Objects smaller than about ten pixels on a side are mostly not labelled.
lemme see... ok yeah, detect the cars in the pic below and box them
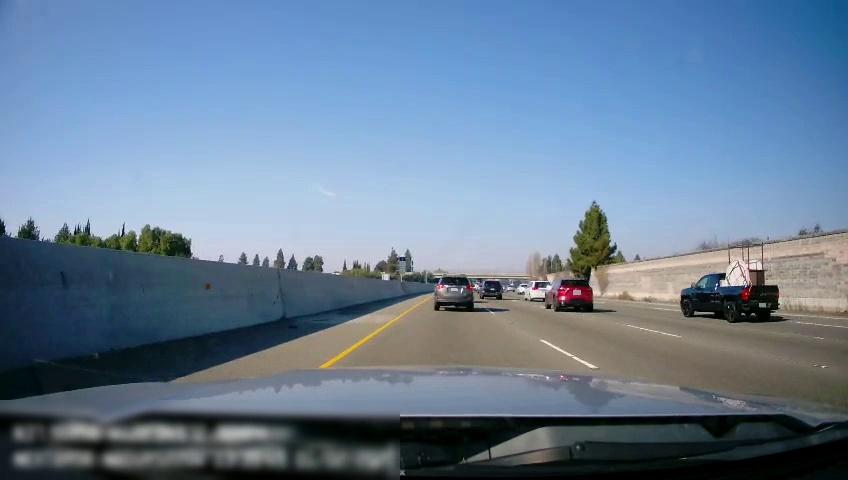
[516,283,531,295]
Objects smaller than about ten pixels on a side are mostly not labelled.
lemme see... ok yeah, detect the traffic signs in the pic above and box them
[397,256,407,274]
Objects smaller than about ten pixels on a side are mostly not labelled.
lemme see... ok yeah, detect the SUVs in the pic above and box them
[432,275,476,312]
[479,280,503,301]
[544,278,595,312]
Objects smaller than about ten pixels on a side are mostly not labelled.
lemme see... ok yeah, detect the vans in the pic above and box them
[524,281,553,303]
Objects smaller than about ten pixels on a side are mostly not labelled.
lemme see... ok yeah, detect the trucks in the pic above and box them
[679,240,781,324]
